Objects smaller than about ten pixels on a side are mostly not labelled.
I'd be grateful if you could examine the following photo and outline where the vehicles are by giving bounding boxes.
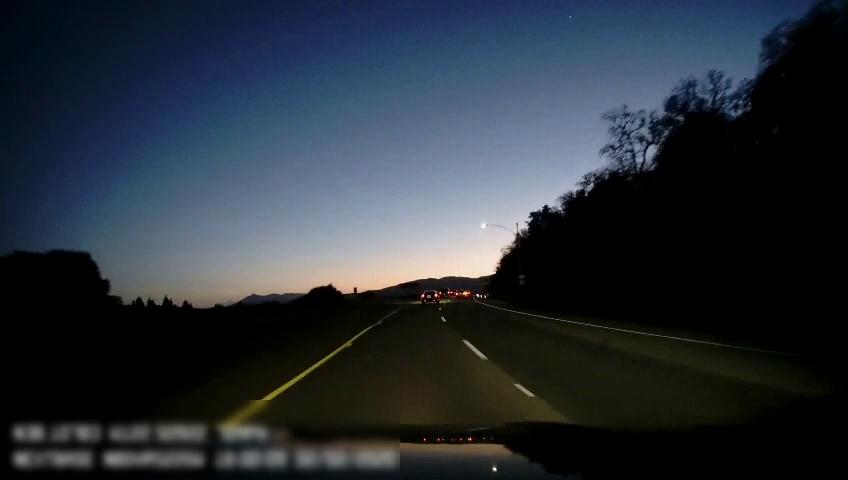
[421,289,439,304]
[444,287,457,297]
